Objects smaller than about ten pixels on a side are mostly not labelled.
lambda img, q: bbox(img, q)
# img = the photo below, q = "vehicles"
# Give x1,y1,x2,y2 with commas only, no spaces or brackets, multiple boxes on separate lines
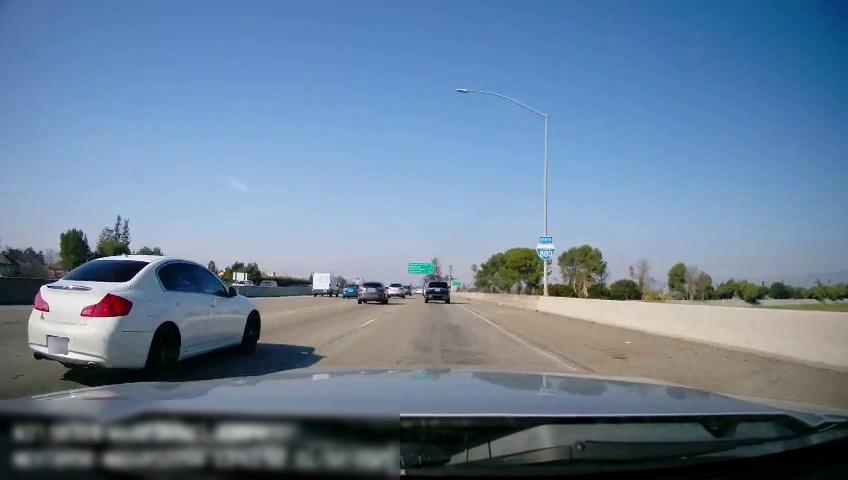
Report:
424,281,452,304
342,284,361,300
398,284,412,296
357,281,390,305
387,283,406,299
312,272,340,298
27,253,261,380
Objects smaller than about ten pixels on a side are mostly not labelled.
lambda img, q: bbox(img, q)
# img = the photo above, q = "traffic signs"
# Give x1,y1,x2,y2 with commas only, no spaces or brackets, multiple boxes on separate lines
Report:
536,234,556,261
406,262,435,275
